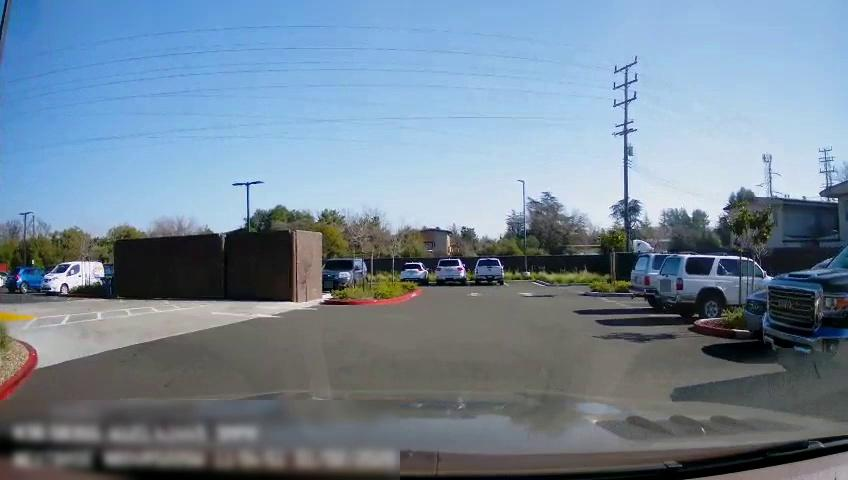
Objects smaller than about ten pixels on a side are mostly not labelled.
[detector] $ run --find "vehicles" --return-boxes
[436,258,466,285]
[41,261,104,296]
[474,258,504,285]
[658,254,778,319]
[400,262,430,285]
[6,265,48,294]
[761,246,848,395]
[0,271,8,286]
[740,257,836,337]
[630,253,669,310]
[322,258,369,293]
